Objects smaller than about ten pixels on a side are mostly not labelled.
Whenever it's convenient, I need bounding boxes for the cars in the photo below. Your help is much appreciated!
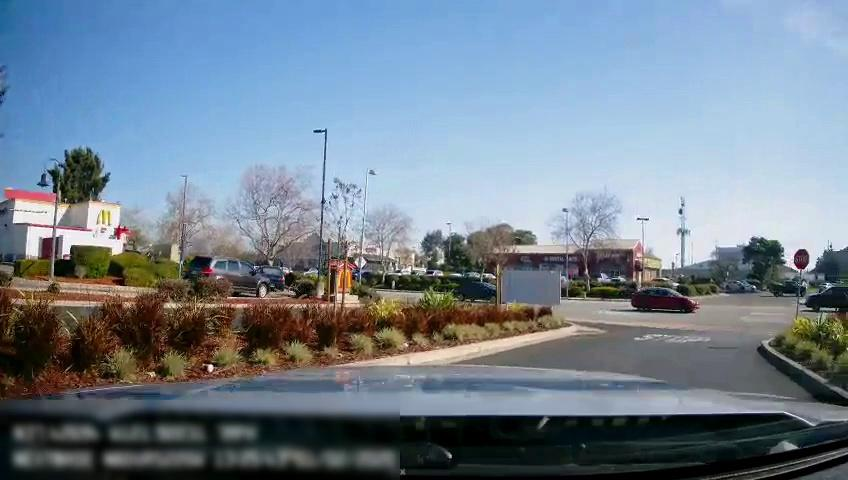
[631,286,701,314]
[452,280,503,304]
[256,266,285,292]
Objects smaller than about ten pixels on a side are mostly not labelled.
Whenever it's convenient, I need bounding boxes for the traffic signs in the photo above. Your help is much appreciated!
[793,248,810,269]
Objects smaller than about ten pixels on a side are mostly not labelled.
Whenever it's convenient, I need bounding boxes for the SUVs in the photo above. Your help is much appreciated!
[183,256,271,299]
[805,286,848,313]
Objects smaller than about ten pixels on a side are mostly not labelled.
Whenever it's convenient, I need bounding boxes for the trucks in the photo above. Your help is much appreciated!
[769,281,807,297]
